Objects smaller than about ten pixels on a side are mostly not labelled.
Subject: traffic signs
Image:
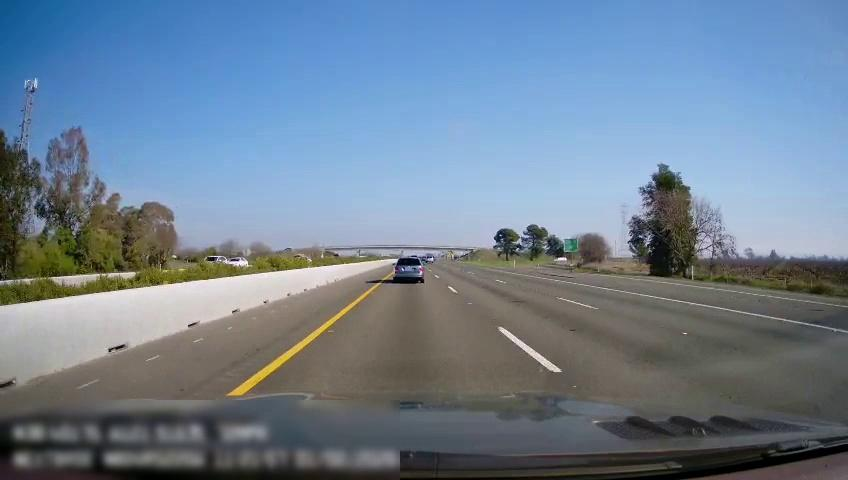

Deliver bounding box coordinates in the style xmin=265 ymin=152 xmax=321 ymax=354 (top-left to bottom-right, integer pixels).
xmin=563 ymin=238 xmax=579 ymax=253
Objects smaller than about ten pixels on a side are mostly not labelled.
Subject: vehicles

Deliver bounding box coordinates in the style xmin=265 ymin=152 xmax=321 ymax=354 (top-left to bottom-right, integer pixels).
xmin=391 ymin=256 xmax=424 ymax=284
xmin=552 ymin=256 xmax=567 ymax=263
xmin=203 ymin=255 xmax=227 ymax=265
xmin=227 ymin=256 xmax=249 ymax=268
